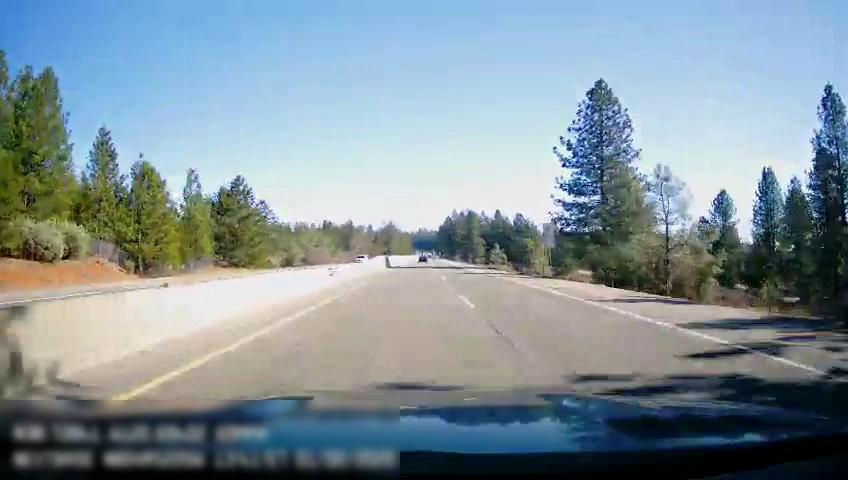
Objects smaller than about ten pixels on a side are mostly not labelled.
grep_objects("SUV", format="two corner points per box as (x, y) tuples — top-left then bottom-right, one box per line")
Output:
(352, 254), (370, 264)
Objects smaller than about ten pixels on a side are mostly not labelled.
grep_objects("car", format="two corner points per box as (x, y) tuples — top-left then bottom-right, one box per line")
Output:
(417, 254), (428, 264)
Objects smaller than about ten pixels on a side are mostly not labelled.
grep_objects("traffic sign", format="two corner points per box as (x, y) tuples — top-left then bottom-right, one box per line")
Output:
(542, 222), (556, 248)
